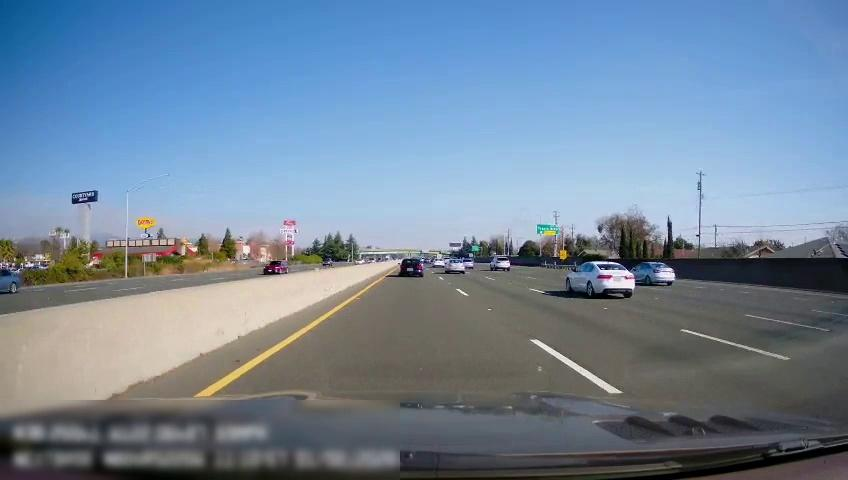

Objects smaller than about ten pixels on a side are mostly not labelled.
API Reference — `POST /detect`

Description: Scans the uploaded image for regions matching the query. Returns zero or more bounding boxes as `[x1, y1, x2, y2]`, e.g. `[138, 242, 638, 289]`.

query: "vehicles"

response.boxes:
[399, 257, 423, 276]
[565, 261, 635, 298]
[443, 259, 465, 275]
[629, 260, 676, 287]
[0, 267, 23, 295]
[432, 257, 446, 268]
[321, 258, 333, 266]
[263, 260, 288, 276]
[462, 258, 473, 271]
[489, 256, 511, 272]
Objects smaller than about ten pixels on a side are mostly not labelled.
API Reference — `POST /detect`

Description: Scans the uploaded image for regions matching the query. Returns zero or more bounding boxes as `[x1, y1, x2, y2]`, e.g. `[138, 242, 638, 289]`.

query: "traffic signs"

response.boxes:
[536, 224, 560, 236]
